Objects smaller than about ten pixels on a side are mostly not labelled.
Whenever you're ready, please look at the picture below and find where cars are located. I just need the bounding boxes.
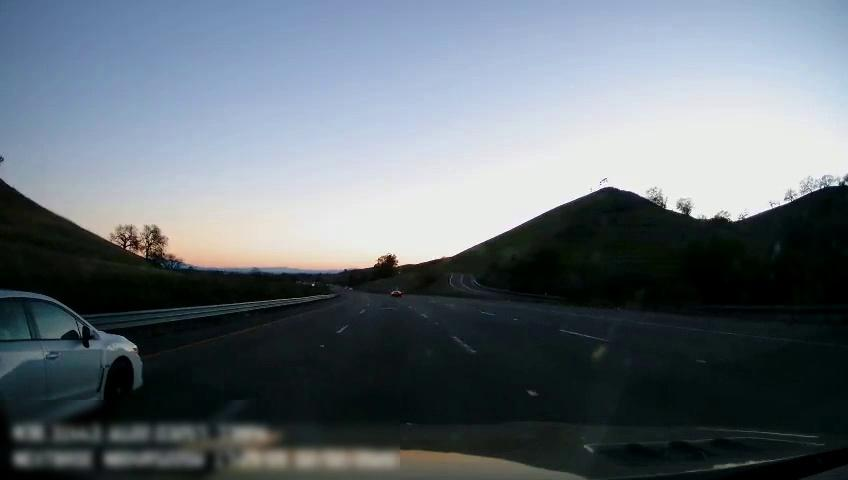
[0,289,145,443]
[391,290,403,298]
